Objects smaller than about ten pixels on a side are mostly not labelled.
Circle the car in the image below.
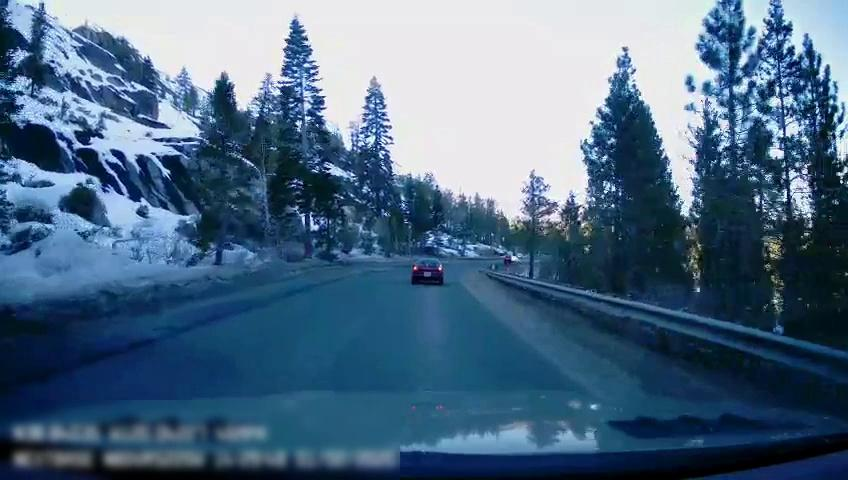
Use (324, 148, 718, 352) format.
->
(412, 259, 444, 285)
